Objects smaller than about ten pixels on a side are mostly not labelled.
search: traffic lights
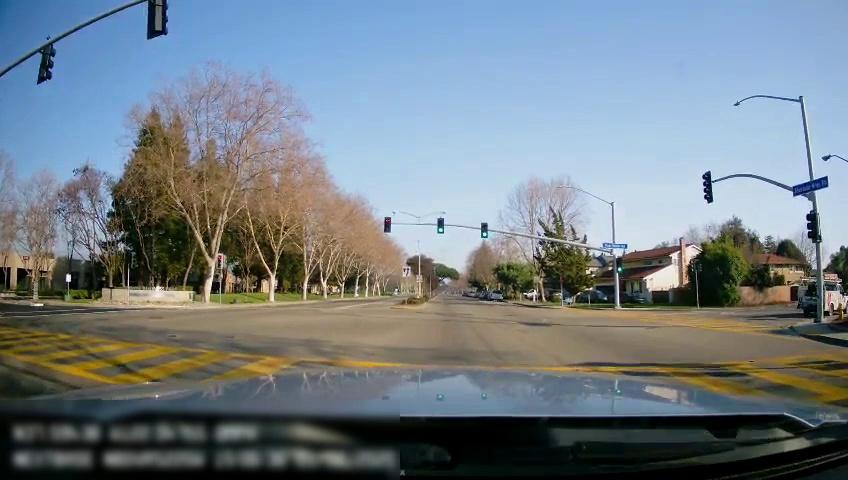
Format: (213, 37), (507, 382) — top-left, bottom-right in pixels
(805, 210), (824, 244)
(383, 215), (392, 234)
(480, 222), (489, 239)
(146, 0), (168, 41)
(222, 255), (227, 269)
(616, 257), (625, 275)
(436, 216), (445, 235)
(215, 253), (224, 270)
(688, 256), (696, 273)
(36, 36), (56, 85)
(701, 169), (714, 204)
(695, 257), (703, 273)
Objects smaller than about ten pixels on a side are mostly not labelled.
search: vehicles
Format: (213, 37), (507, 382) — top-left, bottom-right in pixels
(522, 288), (550, 301)
(574, 289), (608, 305)
(612, 290), (649, 305)
(487, 289), (504, 303)
(795, 275), (848, 317)
(545, 289), (563, 303)
(479, 289), (489, 301)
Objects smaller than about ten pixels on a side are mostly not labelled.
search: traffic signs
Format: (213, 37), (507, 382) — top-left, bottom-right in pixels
(792, 175), (829, 198)
(401, 265), (411, 279)
(602, 242), (628, 249)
